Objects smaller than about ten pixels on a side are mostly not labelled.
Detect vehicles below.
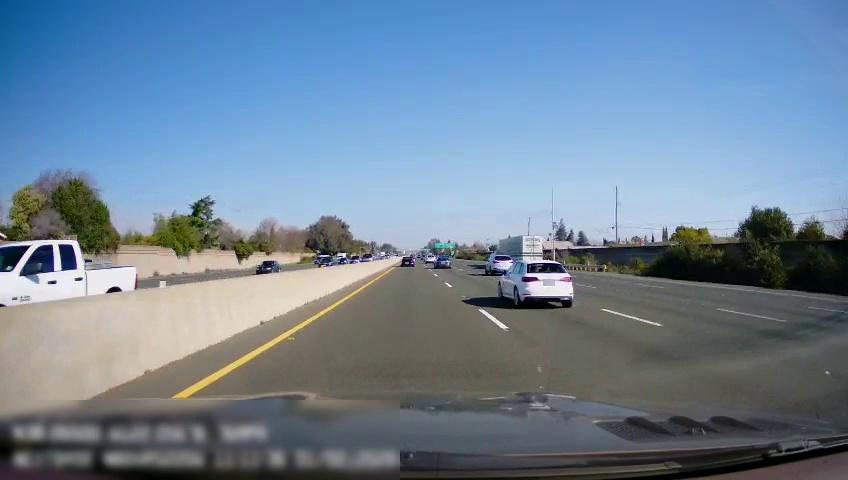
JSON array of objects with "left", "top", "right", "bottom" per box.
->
[
  {"left": 255, "top": 260, "right": 279, "bottom": 275},
  {"left": 498, "top": 237, "right": 543, "bottom": 261},
  {"left": 318, "top": 256, "right": 336, "bottom": 268},
  {"left": 498, "top": 260, "right": 574, "bottom": 307},
  {"left": 337, "top": 257, "right": 350, "bottom": 265},
  {"left": 0, "top": 238, "right": 139, "bottom": 308},
  {"left": 337, "top": 252, "right": 347, "bottom": 259},
  {"left": 424, "top": 254, "right": 436, "bottom": 264},
  {"left": 349, "top": 255, "right": 361, "bottom": 264},
  {"left": 484, "top": 255, "right": 514, "bottom": 276},
  {"left": 400, "top": 255, "right": 417, "bottom": 268},
  {"left": 360, "top": 253, "right": 377, "bottom": 262},
  {"left": 312, "top": 254, "right": 330, "bottom": 265},
  {"left": 433, "top": 256, "right": 451, "bottom": 269}
]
